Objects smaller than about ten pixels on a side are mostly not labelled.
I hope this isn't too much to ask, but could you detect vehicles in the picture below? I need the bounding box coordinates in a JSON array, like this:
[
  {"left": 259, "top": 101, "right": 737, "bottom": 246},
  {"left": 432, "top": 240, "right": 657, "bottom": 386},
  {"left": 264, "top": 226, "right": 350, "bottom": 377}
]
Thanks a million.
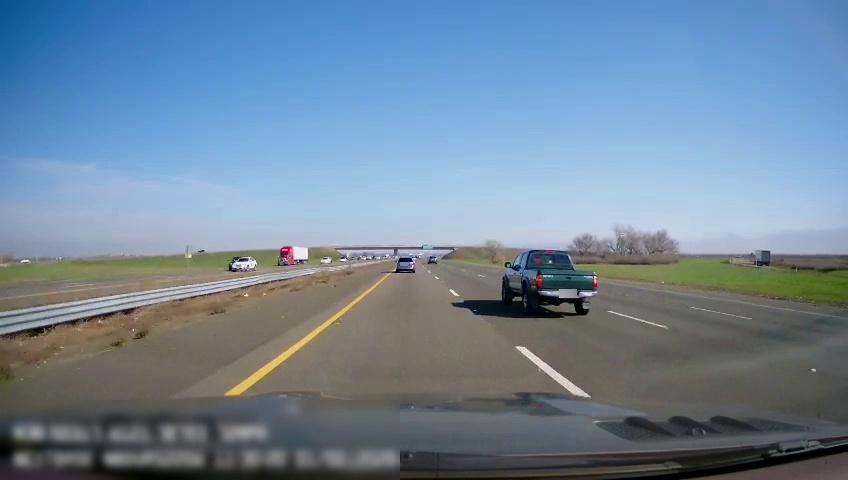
[
  {"left": 428, "top": 256, "right": 438, "bottom": 265},
  {"left": 501, "top": 250, "right": 599, "bottom": 317},
  {"left": 232, "top": 257, "right": 258, "bottom": 273},
  {"left": 277, "top": 246, "right": 309, "bottom": 266},
  {"left": 753, "top": 250, "right": 771, "bottom": 266},
  {"left": 229, "top": 256, "right": 248, "bottom": 272},
  {"left": 395, "top": 256, "right": 416, "bottom": 274},
  {"left": 320, "top": 257, "right": 333, "bottom": 265}
]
